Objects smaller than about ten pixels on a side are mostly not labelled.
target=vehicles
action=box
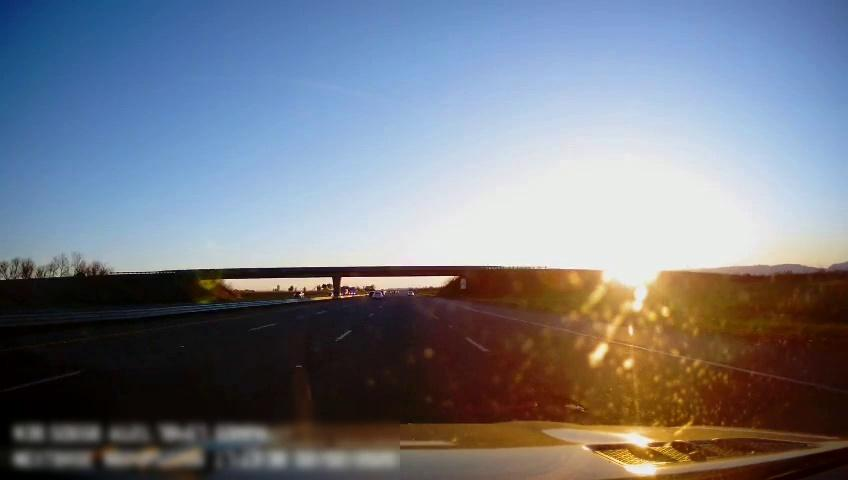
[372,291,383,300]
[293,291,305,299]
[74,272,87,277]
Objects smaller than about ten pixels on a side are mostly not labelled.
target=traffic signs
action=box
[460,278,467,290]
